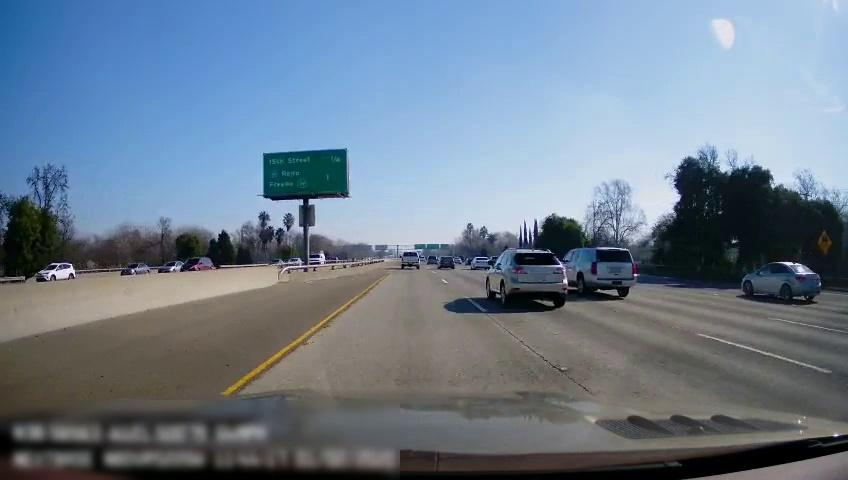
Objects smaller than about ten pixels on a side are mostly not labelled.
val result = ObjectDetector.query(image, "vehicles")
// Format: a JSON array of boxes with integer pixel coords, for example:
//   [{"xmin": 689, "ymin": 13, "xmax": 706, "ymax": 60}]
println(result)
[
  {"xmin": 286, "ymin": 257, "xmax": 304, "ymax": 267},
  {"xmin": 119, "ymin": 262, "xmax": 151, "ymax": 276},
  {"xmin": 308, "ymin": 252, "xmax": 326, "ymax": 266},
  {"xmin": 268, "ymin": 258, "xmax": 285, "ymax": 267},
  {"xmin": 484, "ymin": 247, "xmax": 569, "ymax": 307},
  {"xmin": 740, "ymin": 261, "xmax": 823, "ymax": 302},
  {"xmin": 179, "ymin": 256, "xmax": 217, "ymax": 273},
  {"xmin": 35, "ymin": 262, "xmax": 76, "ymax": 282},
  {"xmin": 427, "ymin": 255, "xmax": 438, "ymax": 265},
  {"xmin": 399, "ymin": 251, "xmax": 421, "ymax": 270},
  {"xmin": 438, "ymin": 256, "xmax": 456, "ymax": 270},
  {"xmin": 559, "ymin": 246, "xmax": 640, "ymax": 299},
  {"xmin": 470, "ymin": 257, "xmax": 491, "ymax": 271},
  {"xmin": 157, "ymin": 261, "xmax": 185, "ymax": 273}
]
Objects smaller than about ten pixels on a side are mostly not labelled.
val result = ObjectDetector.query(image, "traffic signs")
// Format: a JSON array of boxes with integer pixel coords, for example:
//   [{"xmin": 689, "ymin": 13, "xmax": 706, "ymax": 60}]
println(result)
[
  {"xmin": 375, "ymin": 244, "xmax": 388, "ymax": 251},
  {"xmin": 298, "ymin": 204, "xmax": 316, "ymax": 227},
  {"xmin": 427, "ymin": 243, "xmax": 440, "ymax": 250},
  {"xmin": 262, "ymin": 147, "xmax": 349, "ymax": 199},
  {"xmin": 415, "ymin": 243, "xmax": 426, "ymax": 250},
  {"xmin": 817, "ymin": 231, "xmax": 832, "ymax": 256}
]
